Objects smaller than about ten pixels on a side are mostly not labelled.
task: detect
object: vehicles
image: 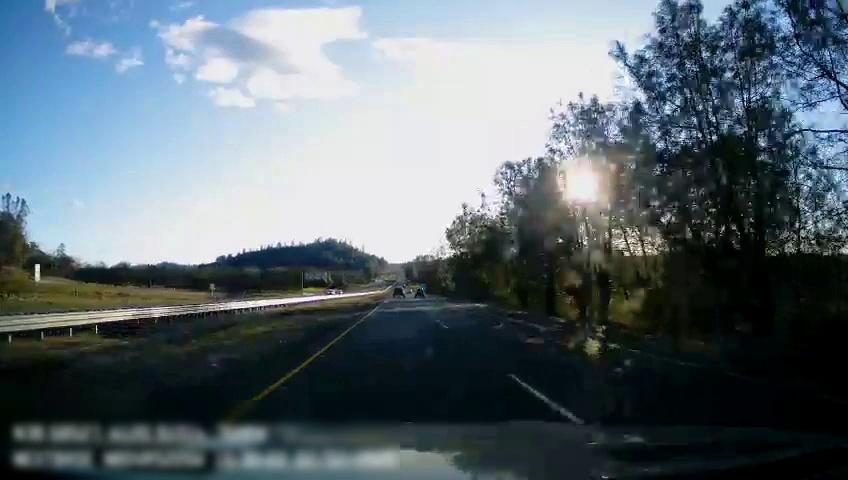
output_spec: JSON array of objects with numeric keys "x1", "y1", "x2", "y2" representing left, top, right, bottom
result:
[
  {"x1": 392, "y1": 287, "x2": 405, "y2": 298},
  {"x1": 414, "y1": 287, "x2": 426, "y2": 298}
]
